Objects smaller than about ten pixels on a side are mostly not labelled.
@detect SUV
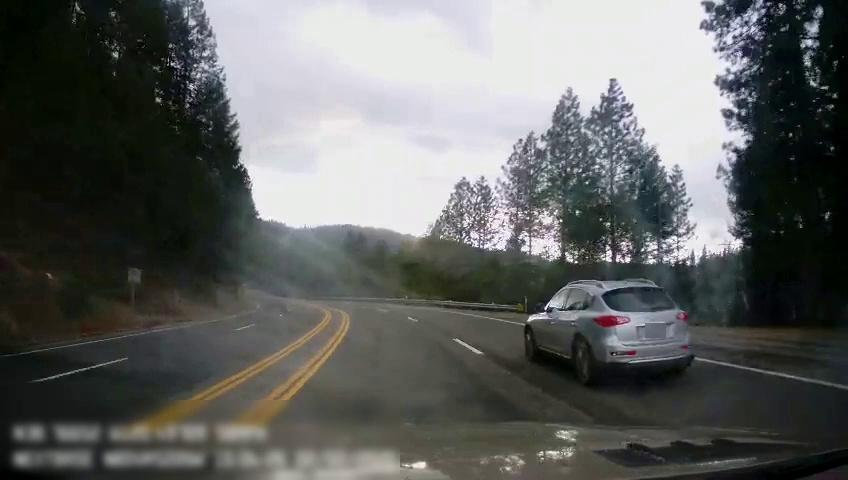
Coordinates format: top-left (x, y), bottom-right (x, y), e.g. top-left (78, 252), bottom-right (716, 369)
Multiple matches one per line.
top-left (522, 278), bottom-right (694, 388)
